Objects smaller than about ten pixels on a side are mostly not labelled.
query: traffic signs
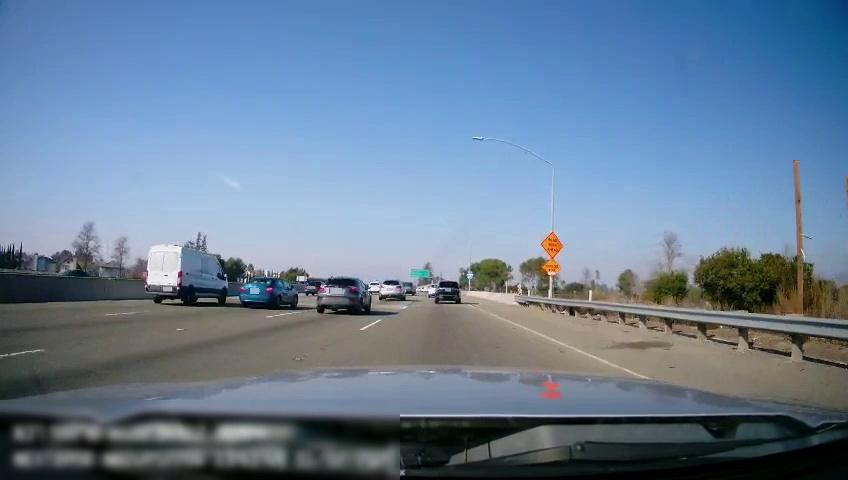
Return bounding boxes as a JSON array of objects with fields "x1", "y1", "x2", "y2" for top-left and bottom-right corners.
[
  {"x1": 543, "y1": 258, "x2": 561, "y2": 276},
  {"x1": 410, "y1": 268, "x2": 430, "y2": 279},
  {"x1": 540, "y1": 232, "x2": 564, "y2": 259}
]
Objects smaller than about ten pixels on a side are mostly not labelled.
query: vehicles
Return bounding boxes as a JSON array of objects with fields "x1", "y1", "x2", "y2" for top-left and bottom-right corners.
[
  {"x1": 428, "y1": 283, "x2": 444, "y2": 299},
  {"x1": 315, "y1": 276, "x2": 373, "y2": 316},
  {"x1": 396, "y1": 281, "x2": 415, "y2": 297},
  {"x1": 303, "y1": 281, "x2": 329, "y2": 297},
  {"x1": 368, "y1": 282, "x2": 384, "y2": 295},
  {"x1": 144, "y1": 243, "x2": 229, "y2": 306},
  {"x1": 434, "y1": 281, "x2": 463, "y2": 305},
  {"x1": 239, "y1": 277, "x2": 299, "y2": 311},
  {"x1": 378, "y1": 279, "x2": 406, "y2": 302}
]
